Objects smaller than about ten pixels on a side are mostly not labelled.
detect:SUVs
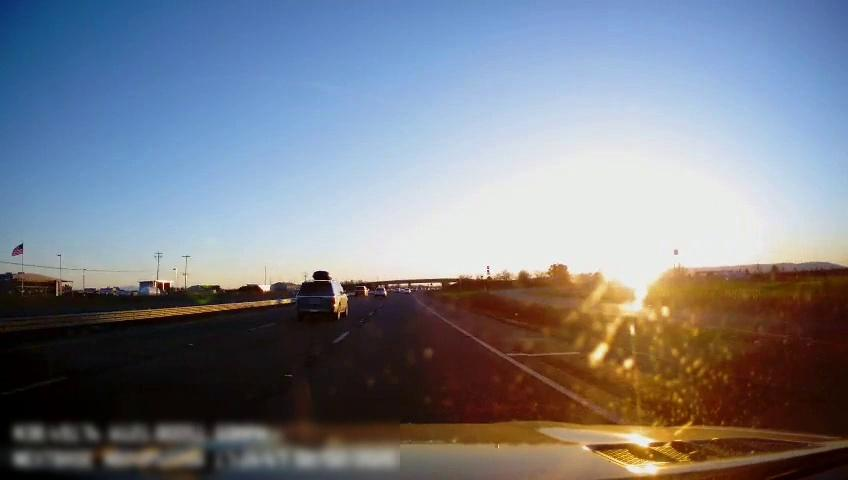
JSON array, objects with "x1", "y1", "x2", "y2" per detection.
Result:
[
  {"x1": 296, "y1": 269, "x2": 349, "y2": 322},
  {"x1": 353, "y1": 286, "x2": 368, "y2": 298},
  {"x1": 375, "y1": 287, "x2": 387, "y2": 298}
]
